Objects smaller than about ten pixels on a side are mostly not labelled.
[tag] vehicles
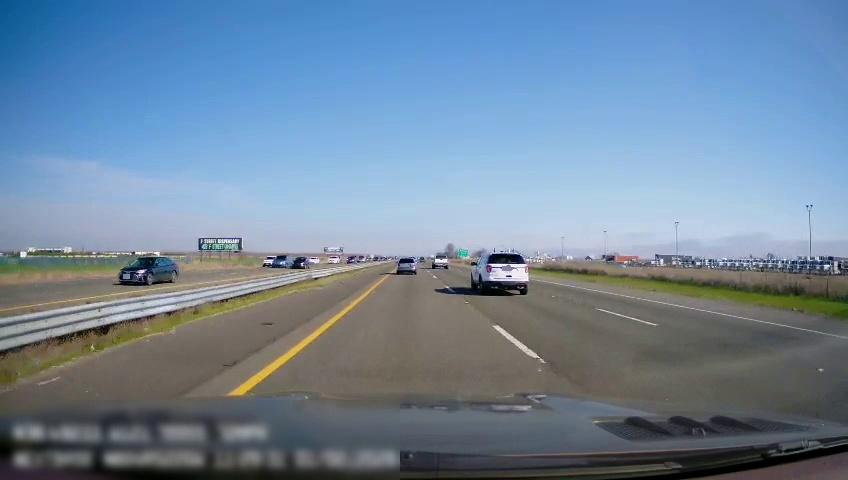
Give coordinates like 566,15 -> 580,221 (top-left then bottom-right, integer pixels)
118,256 -> 179,286
262,256 -> 277,268
396,257 -> 418,275
291,256 -> 311,269
328,256 -> 341,265
272,256 -> 293,269
431,255 -> 448,270
346,256 -> 358,265
309,257 -> 321,265
469,251 -> 529,295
